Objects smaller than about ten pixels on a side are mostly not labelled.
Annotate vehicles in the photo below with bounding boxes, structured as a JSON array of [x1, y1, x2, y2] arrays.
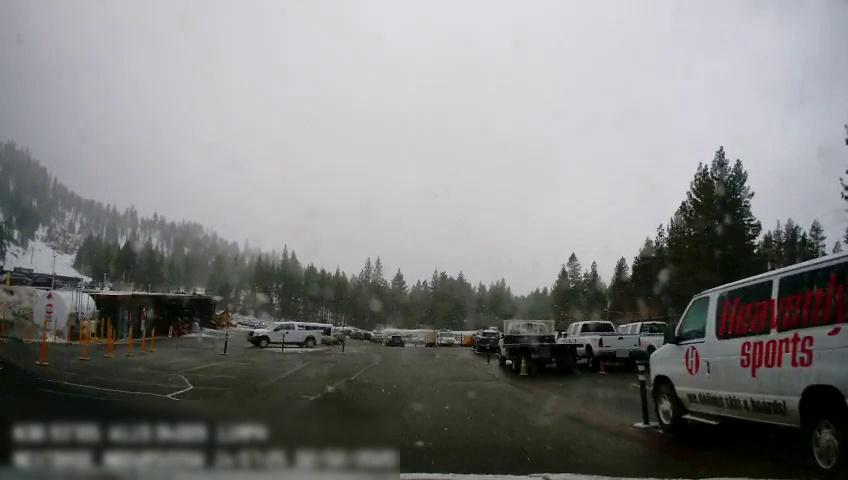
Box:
[[472, 330, 497, 352], [424, 331, 455, 347], [617, 320, 670, 361], [246, 321, 322, 350], [558, 320, 642, 371], [497, 320, 585, 376], [648, 251, 848, 478], [385, 333, 406, 348]]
